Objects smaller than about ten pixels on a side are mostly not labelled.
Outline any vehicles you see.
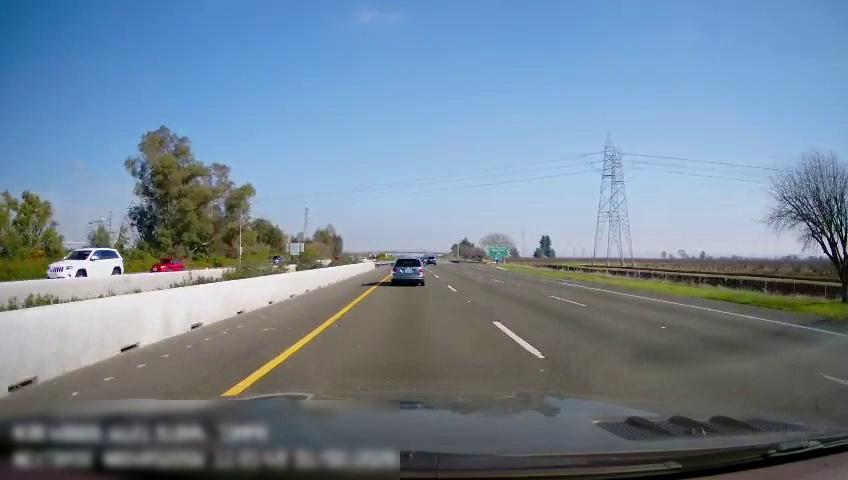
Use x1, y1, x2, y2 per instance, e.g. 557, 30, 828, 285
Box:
46, 247, 125, 279
425, 255, 437, 266
150, 256, 186, 273
264, 255, 288, 266
391, 258, 425, 287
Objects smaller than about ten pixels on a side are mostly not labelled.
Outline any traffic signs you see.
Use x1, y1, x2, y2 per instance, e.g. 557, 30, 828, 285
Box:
487, 245, 509, 257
